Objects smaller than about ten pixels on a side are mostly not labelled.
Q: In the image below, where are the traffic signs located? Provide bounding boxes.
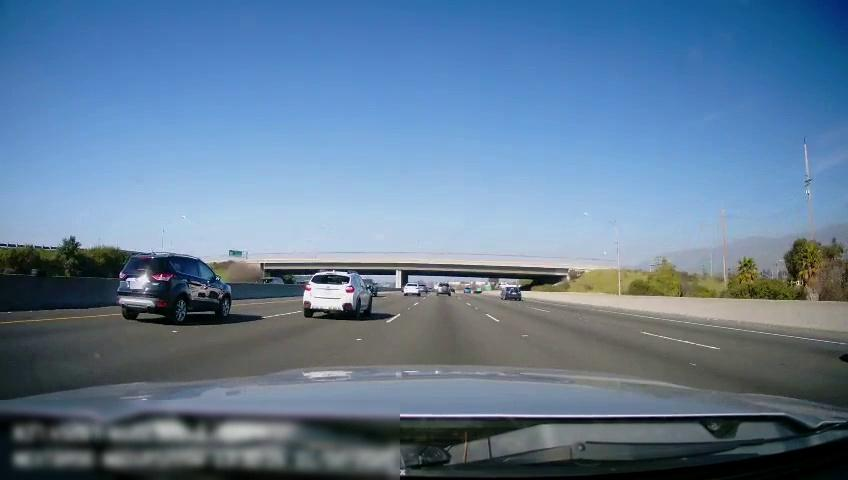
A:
[228,248,243,258]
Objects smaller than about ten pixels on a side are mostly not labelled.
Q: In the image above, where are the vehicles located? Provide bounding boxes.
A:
[256,276,285,285]
[116,251,233,325]
[360,278,378,298]
[302,270,373,321]
[403,282,421,297]
[417,284,429,294]
[500,286,522,301]
[436,282,452,297]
